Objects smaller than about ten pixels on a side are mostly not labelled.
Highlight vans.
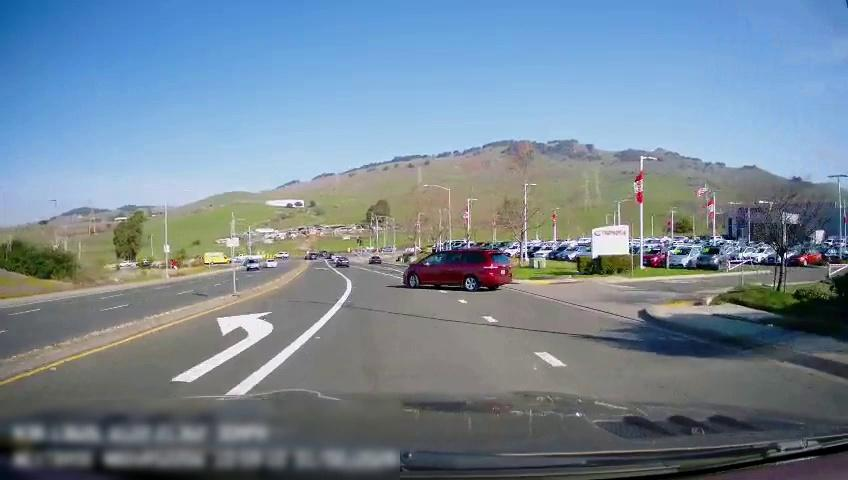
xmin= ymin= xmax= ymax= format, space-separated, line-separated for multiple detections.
xmin=201 ymin=252 xmax=231 ymax=265
xmin=402 ymin=247 xmax=513 ymax=292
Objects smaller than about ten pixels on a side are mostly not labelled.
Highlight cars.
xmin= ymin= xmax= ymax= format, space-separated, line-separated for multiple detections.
xmin=334 ymin=255 xmax=351 ymax=268
xmin=264 ymin=258 xmax=279 ymax=268
xmin=368 ymin=255 xmax=383 ymax=265
xmin=118 ymin=260 xmax=133 ymax=267
xmin=304 ymin=252 xmax=319 ymax=260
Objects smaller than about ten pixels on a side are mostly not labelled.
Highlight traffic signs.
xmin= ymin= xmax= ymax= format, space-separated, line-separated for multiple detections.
xmin=224 ymin=236 xmax=241 ymax=248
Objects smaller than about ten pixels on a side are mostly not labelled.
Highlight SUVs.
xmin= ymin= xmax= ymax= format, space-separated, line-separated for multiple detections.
xmin=245 ymin=259 xmax=260 ymax=271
